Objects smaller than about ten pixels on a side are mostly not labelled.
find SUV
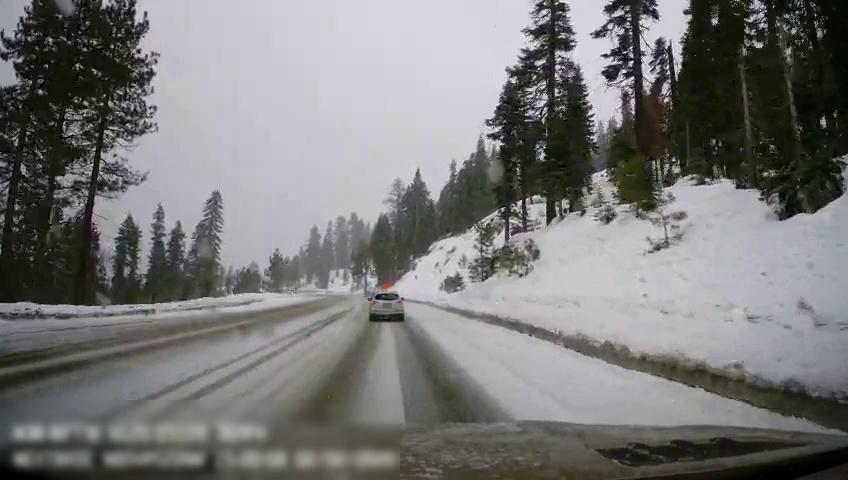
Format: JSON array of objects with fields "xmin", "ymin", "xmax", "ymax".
[{"xmin": 367, "ymin": 290, "xmax": 405, "ymax": 322}]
